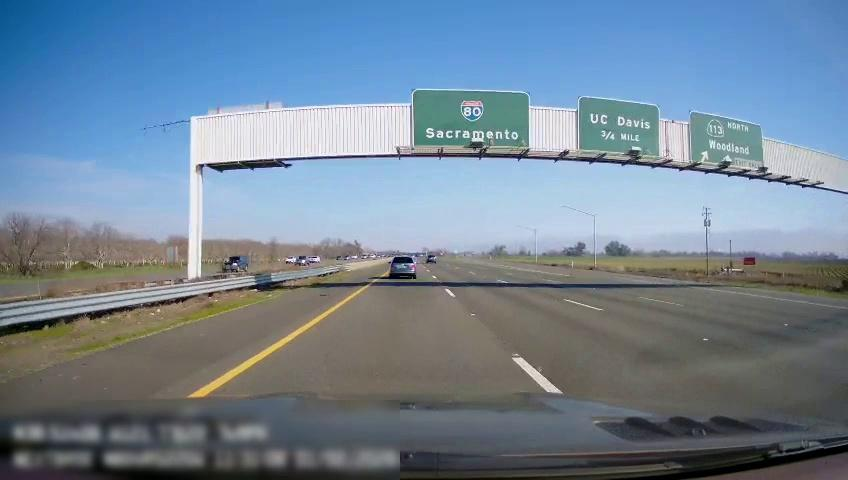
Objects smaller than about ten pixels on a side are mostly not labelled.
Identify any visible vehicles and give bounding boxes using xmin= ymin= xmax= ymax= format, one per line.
xmin=425 ymin=255 xmax=436 ymax=264
xmin=309 ymin=256 xmax=321 ymax=264
xmin=285 ymin=256 xmax=298 ymax=265
xmin=221 ymin=256 xmax=249 ymax=273
xmin=294 ymin=255 xmax=311 ymax=267
xmin=389 ymin=255 xmax=417 ymax=279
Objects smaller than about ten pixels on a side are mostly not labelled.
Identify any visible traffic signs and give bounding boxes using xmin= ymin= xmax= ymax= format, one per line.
xmin=576 ymin=95 xmax=660 ymax=157
xmin=411 ymin=87 xmax=529 ymax=149
xmin=689 ymin=111 xmax=765 ymax=171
